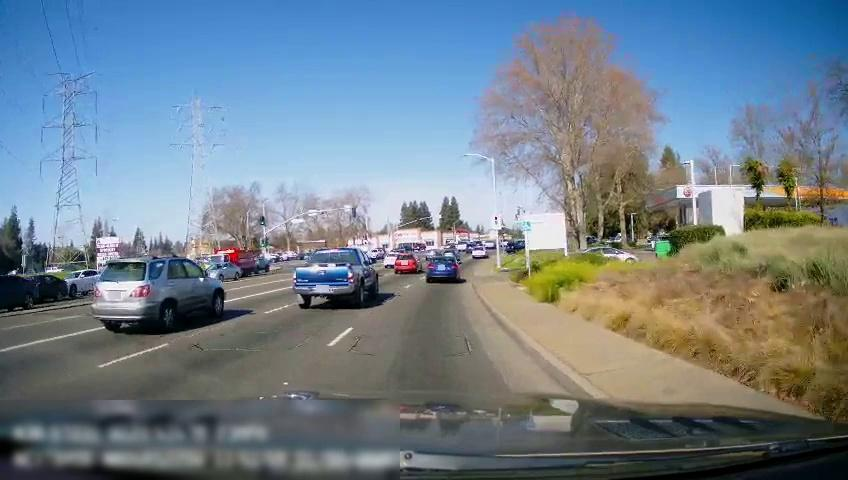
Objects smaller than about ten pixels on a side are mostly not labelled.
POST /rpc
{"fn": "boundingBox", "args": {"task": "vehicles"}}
[506,241,521,253]
[45,266,64,273]
[471,246,488,259]
[63,269,98,299]
[465,244,476,254]
[0,274,34,313]
[394,252,424,274]
[268,252,278,264]
[89,256,226,335]
[424,249,438,261]
[425,255,460,282]
[256,255,270,274]
[292,247,379,309]
[206,247,257,277]
[582,246,640,264]
[383,252,401,269]
[25,275,69,304]
[205,261,242,282]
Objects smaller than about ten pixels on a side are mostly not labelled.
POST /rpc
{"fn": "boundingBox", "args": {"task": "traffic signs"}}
[520,220,532,231]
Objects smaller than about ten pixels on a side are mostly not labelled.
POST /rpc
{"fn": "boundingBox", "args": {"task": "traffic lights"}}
[352,207,357,218]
